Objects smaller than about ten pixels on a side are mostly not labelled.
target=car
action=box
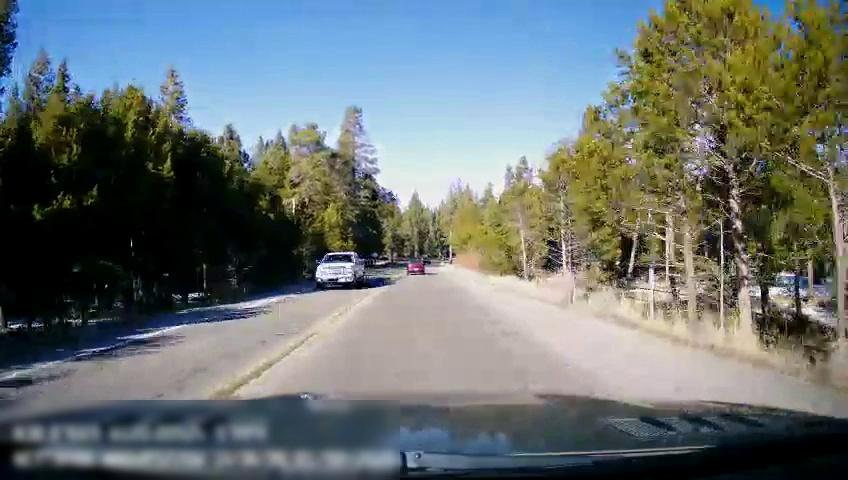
[406,259,425,275]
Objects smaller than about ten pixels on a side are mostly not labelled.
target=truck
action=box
[314,252,367,290]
